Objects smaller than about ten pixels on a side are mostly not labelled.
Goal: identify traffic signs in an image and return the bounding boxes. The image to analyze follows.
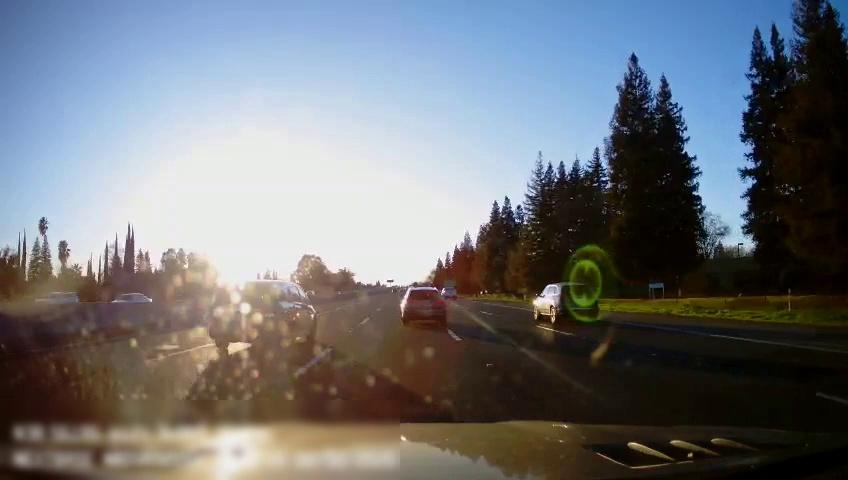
[444,279,457,286]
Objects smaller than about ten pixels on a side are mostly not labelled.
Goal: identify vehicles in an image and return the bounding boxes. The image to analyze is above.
[208,279,318,357]
[441,286,457,300]
[34,291,81,305]
[531,282,600,325]
[110,292,153,304]
[400,286,449,327]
